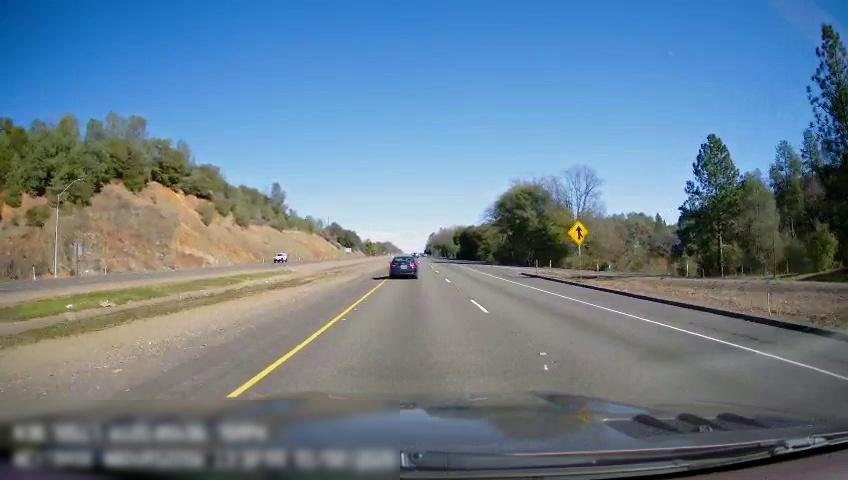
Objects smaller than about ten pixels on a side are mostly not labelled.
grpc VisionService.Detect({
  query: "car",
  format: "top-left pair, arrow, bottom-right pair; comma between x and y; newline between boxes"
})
388,255 -> 420,280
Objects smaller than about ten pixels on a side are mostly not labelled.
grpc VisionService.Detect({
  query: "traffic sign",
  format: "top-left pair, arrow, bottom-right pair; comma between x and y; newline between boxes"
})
567,221 -> 588,245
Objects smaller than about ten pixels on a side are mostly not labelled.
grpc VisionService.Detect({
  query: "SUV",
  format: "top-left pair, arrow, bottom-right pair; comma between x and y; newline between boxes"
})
274,253 -> 288,264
